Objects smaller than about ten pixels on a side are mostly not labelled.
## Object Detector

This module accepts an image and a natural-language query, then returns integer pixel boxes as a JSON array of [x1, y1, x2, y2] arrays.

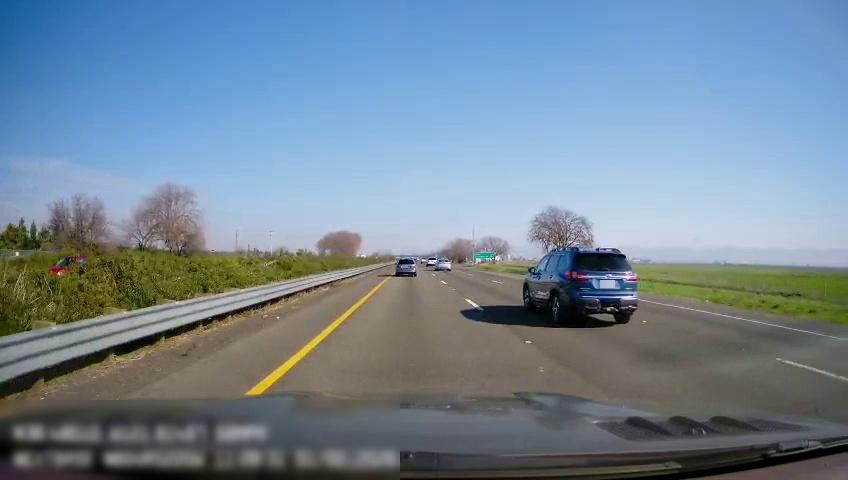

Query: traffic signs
[[474, 252, 494, 259]]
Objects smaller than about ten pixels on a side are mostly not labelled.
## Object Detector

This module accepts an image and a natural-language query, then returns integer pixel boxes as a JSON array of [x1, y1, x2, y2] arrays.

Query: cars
[[47, 255, 92, 277], [433, 258, 451, 272]]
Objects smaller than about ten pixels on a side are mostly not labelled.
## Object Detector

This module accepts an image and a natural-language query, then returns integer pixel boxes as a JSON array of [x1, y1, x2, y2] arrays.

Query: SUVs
[[523, 250, 640, 325], [425, 257, 437, 268], [395, 257, 418, 277]]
